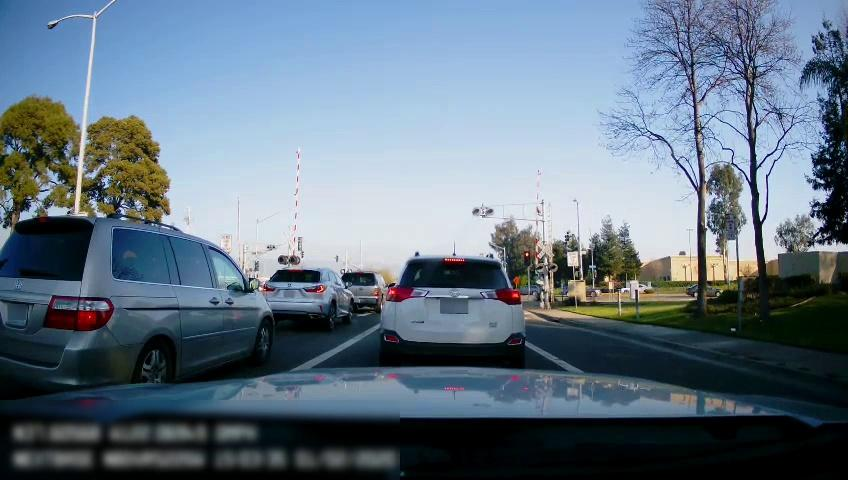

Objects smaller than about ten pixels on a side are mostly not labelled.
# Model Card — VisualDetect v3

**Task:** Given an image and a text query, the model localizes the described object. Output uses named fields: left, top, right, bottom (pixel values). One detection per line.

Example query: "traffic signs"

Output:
left=567, top=251, right=579, bottom=267
left=537, top=240, right=553, bottom=259
left=70, top=211, right=89, bottom=218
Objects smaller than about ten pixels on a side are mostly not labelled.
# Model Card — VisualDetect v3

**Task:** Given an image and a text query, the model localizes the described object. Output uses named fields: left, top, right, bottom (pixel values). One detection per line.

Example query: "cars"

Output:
left=621, top=283, right=651, bottom=294
left=687, top=283, right=721, bottom=298
left=559, top=284, right=600, bottom=298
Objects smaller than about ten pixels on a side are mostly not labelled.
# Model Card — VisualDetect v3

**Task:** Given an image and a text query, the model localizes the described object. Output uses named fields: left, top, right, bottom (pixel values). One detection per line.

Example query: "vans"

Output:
left=0, top=212, right=277, bottom=394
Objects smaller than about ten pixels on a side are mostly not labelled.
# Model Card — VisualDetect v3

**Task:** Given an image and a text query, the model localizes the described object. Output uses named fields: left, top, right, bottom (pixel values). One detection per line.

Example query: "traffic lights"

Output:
left=289, top=255, right=301, bottom=265
left=523, top=250, right=531, bottom=265
left=277, top=255, right=290, bottom=265
left=297, top=236, right=303, bottom=252
left=564, top=231, right=570, bottom=245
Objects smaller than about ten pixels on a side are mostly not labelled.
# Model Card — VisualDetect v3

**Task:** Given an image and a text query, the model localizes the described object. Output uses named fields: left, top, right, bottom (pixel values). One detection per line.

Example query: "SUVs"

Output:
left=261, top=266, right=354, bottom=330
left=380, top=250, right=525, bottom=364
left=339, top=270, right=387, bottom=313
